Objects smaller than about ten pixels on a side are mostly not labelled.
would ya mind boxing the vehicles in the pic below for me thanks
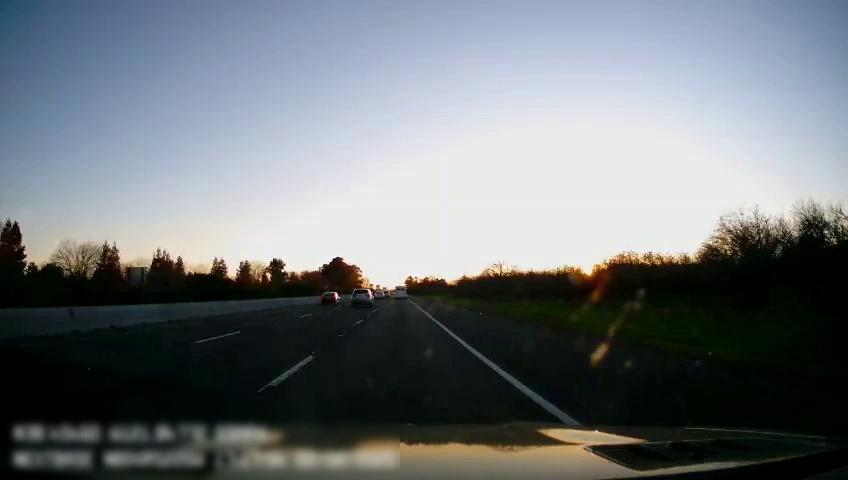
[394,286,409,300]
[320,291,340,306]
[374,290,385,299]
[350,288,375,309]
